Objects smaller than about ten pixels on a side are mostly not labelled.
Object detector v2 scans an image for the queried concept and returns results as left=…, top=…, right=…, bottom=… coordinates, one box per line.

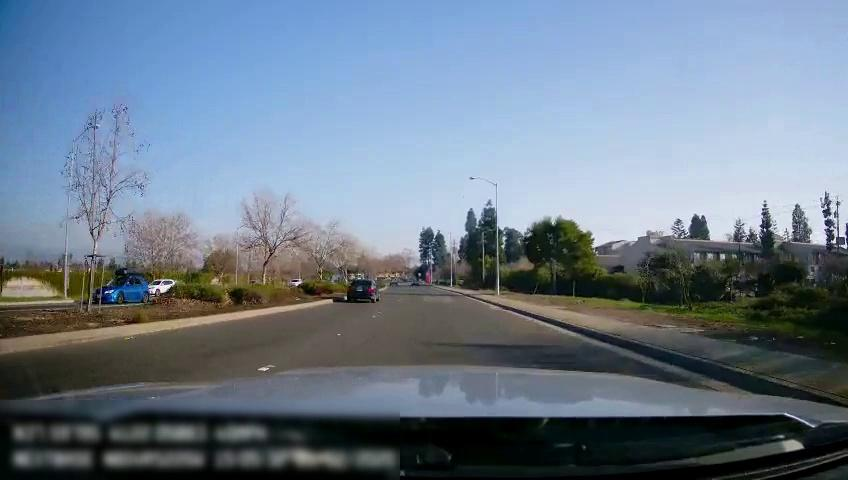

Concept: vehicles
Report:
left=347, top=279, right=380, bottom=303
left=148, top=279, right=176, bottom=297
left=288, top=279, right=303, bottom=288
left=92, top=267, right=150, bottom=305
